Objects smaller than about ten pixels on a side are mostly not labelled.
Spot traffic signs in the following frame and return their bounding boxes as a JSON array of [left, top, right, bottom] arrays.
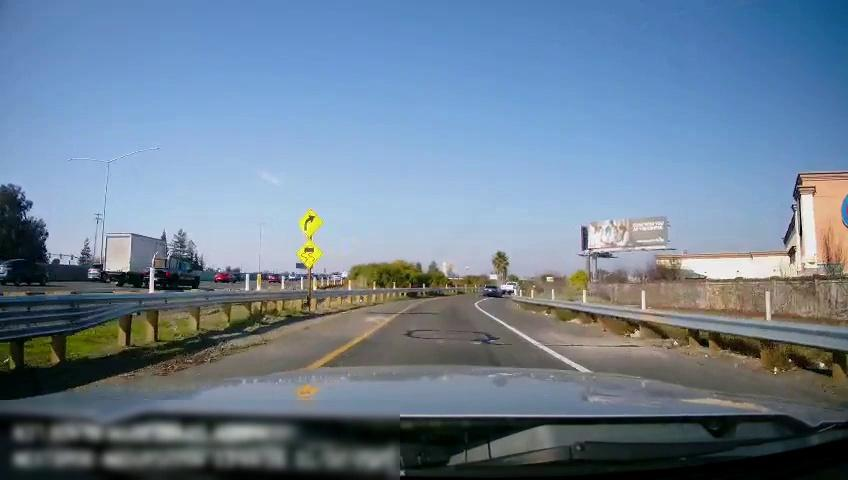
[[296, 240, 323, 270], [298, 208, 323, 236]]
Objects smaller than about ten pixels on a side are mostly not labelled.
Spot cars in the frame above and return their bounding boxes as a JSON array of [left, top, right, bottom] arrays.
[[87, 263, 104, 282], [214, 271, 236, 284], [268, 273, 281, 284], [483, 285, 503, 298], [0, 258, 48, 286]]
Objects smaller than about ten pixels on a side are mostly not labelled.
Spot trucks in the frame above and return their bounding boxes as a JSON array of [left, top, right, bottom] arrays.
[[500, 281, 518, 296], [143, 258, 201, 291], [102, 232, 164, 288]]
